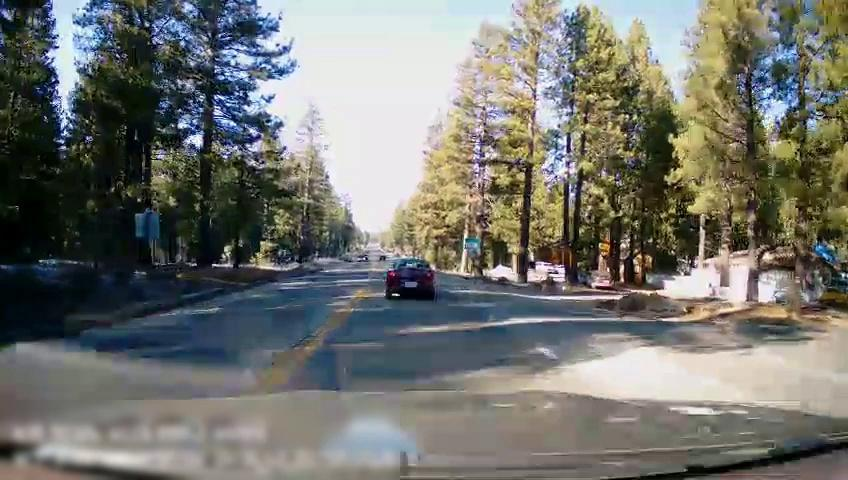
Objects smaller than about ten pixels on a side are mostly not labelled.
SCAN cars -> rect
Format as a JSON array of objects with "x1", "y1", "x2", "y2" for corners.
[
  {"x1": 385, "y1": 258, "x2": 435, "y2": 302},
  {"x1": 584, "y1": 269, "x2": 614, "y2": 291}
]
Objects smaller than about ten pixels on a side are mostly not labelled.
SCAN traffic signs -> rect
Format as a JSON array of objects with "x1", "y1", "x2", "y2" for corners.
[{"x1": 463, "y1": 238, "x2": 481, "y2": 257}]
